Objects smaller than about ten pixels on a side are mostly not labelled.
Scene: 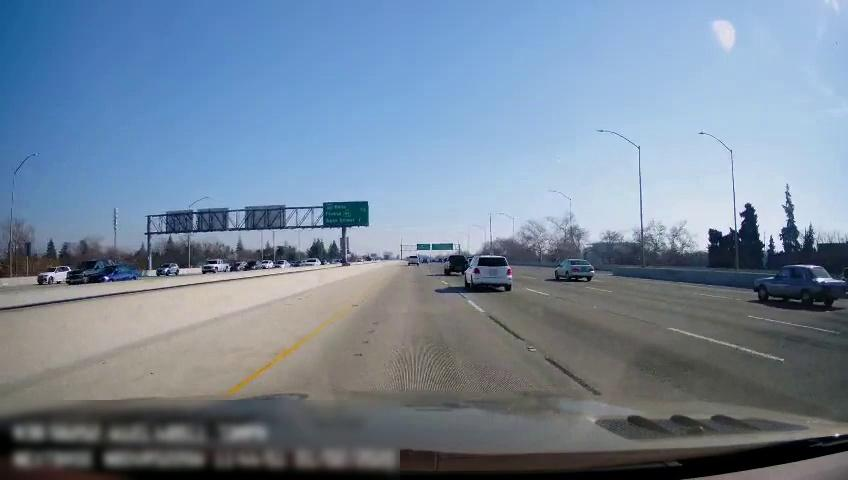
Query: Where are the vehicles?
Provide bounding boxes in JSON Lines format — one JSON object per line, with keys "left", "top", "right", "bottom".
{"left": 444, "top": 254, "right": 470, "bottom": 276}
{"left": 304, "top": 257, "right": 322, "bottom": 267}
{"left": 201, "top": 259, "right": 231, "bottom": 275}
{"left": 229, "top": 262, "right": 248, "bottom": 273}
{"left": 464, "top": 255, "right": 514, "bottom": 292}
{"left": 87, "top": 263, "right": 139, "bottom": 284}
{"left": 554, "top": 258, "right": 595, "bottom": 282}
{"left": 242, "top": 260, "right": 264, "bottom": 271}
{"left": 65, "top": 258, "right": 120, "bottom": 286}
{"left": 156, "top": 262, "right": 180, "bottom": 277}
{"left": 406, "top": 254, "right": 420, "bottom": 267}
{"left": 260, "top": 259, "right": 275, "bottom": 270}
{"left": 37, "top": 265, "right": 73, "bottom": 286}
{"left": 752, "top": 264, "right": 848, "bottom": 310}
{"left": 273, "top": 259, "right": 291, "bottom": 269}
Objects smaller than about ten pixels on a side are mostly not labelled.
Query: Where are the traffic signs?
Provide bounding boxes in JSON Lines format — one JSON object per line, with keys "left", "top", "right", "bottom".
{"left": 197, "top": 207, "right": 229, "bottom": 232}
{"left": 165, "top": 209, "right": 194, "bottom": 234}
{"left": 431, "top": 243, "right": 454, "bottom": 251}
{"left": 322, "top": 200, "right": 370, "bottom": 227}
{"left": 339, "top": 237, "right": 349, "bottom": 249}
{"left": 244, "top": 204, "right": 287, "bottom": 230}
{"left": 416, "top": 243, "right": 431, "bottom": 251}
